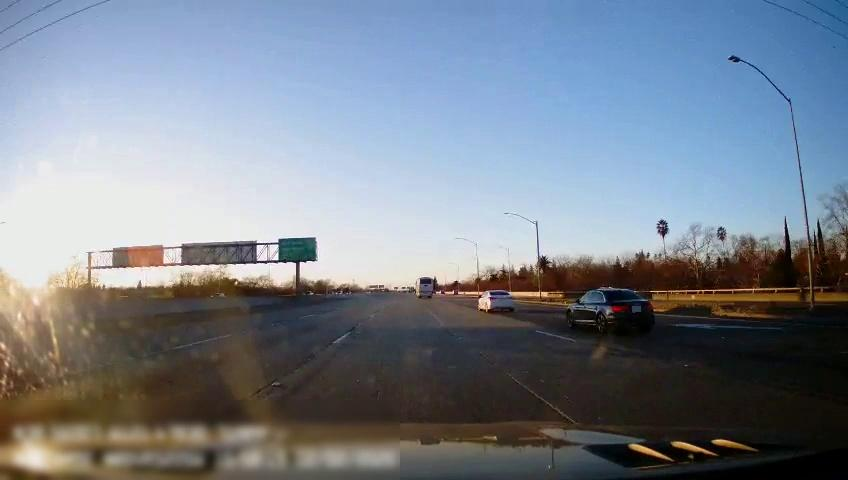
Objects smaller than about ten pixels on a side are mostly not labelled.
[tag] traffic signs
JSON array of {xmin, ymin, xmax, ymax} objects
[{"xmin": 277, "ymin": 237, "xmax": 318, "ymax": 260}]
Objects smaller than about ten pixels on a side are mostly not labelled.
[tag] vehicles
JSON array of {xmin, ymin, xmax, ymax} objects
[
  {"xmin": 210, "ymin": 292, "xmax": 225, "ymax": 298},
  {"xmin": 477, "ymin": 289, "xmax": 515, "ymax": 313},
  {"xmin": 565, "ymin": 287, "xmax": 655, "ymax": 335},
  {"xmin": 415, "ymin": 277, "xmax": 435, "ymax": 299}
]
